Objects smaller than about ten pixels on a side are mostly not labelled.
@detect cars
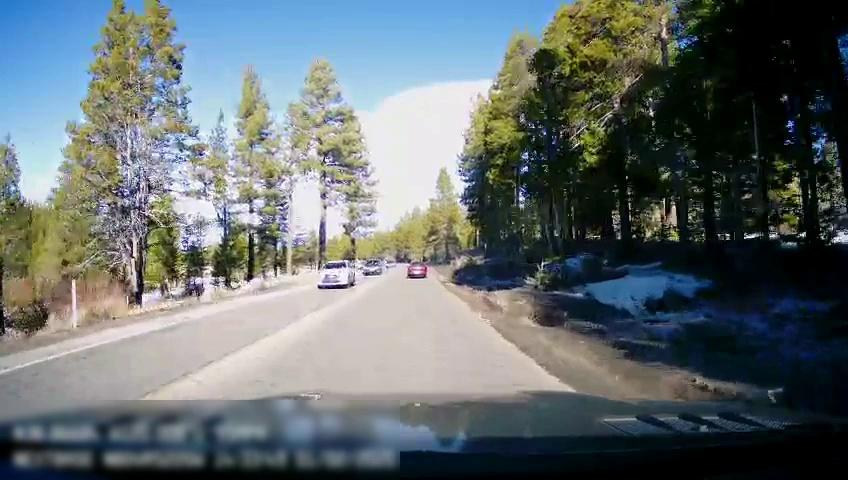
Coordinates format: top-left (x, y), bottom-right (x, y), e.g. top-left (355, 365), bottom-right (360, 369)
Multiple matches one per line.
top-left (406, 261), bottom-right (428, 279)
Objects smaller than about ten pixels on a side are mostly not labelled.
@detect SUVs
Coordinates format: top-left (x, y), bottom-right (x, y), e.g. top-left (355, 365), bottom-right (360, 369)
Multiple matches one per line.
top-left (362, 259), bottom-right (384, 276)
top-left (316, 261), bottom-right (356, 290)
